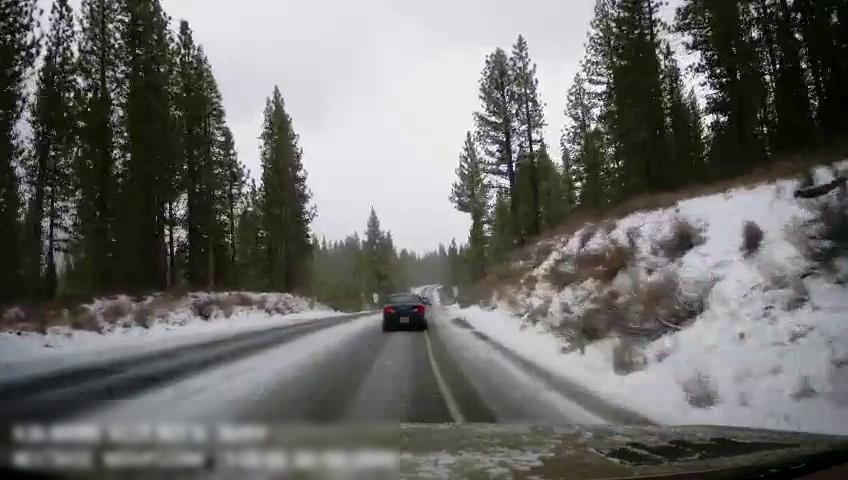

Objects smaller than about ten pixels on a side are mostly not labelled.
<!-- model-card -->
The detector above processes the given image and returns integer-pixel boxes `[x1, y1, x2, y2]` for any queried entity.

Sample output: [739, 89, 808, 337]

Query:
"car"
[383, 293, 429, 330]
